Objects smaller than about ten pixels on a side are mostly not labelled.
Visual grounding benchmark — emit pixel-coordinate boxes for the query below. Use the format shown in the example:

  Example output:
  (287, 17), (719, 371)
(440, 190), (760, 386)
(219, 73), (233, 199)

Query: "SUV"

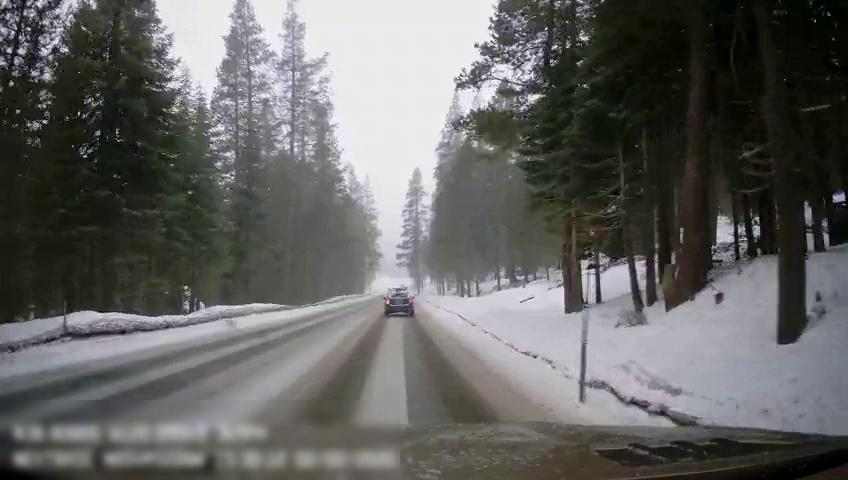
(383, 287), (415, 317)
